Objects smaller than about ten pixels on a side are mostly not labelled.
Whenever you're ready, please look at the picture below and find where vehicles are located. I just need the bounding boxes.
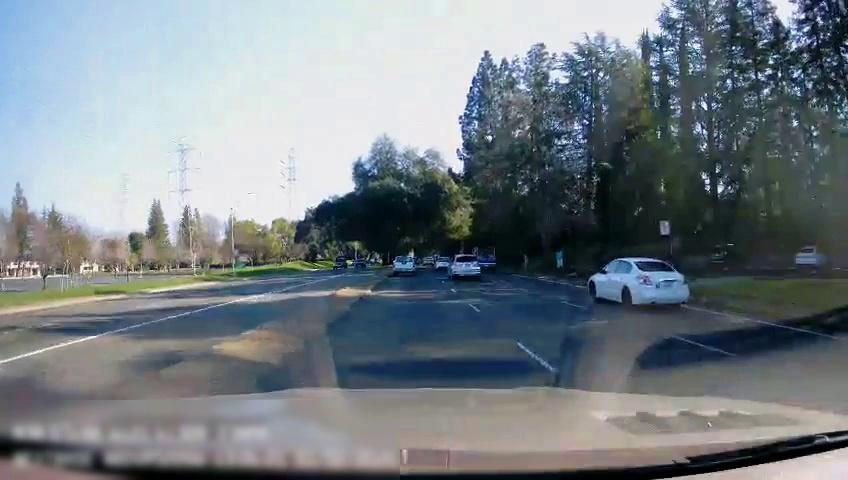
[448,253,482,278]
[392,255,417,275]
[434,255,449,270]
[333,258,348,270]
[477,250,497,272]
[421,255,434,265]
[586,257,690,307]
